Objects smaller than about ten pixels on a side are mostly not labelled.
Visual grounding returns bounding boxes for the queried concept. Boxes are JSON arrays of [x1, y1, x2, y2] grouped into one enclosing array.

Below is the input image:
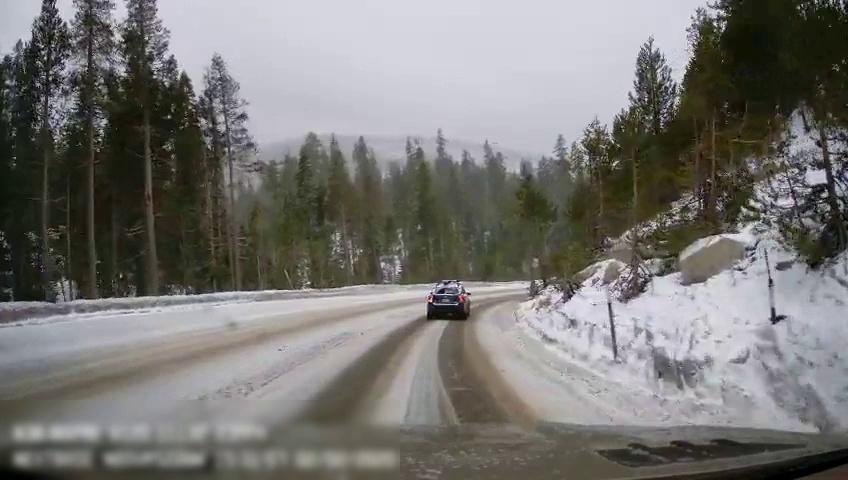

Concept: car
[[426, 278, 472, 321]]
